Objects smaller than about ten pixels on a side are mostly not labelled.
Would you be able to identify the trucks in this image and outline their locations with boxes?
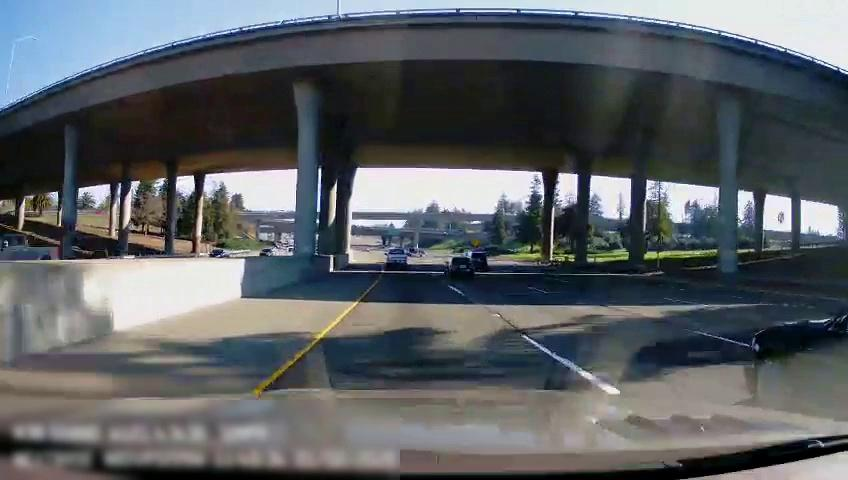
[384,246,412,268]
[0,232,61,261]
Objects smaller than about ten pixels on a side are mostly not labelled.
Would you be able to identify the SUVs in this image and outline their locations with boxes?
[465,249,490,270]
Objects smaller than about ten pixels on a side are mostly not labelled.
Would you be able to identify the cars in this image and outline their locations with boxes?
[742,309,848,413]
[259,248,276,257]
[208,248,231,258]
[445,255,475,276]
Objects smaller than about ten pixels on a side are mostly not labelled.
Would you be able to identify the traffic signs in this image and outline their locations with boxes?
[385,228,399,236]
